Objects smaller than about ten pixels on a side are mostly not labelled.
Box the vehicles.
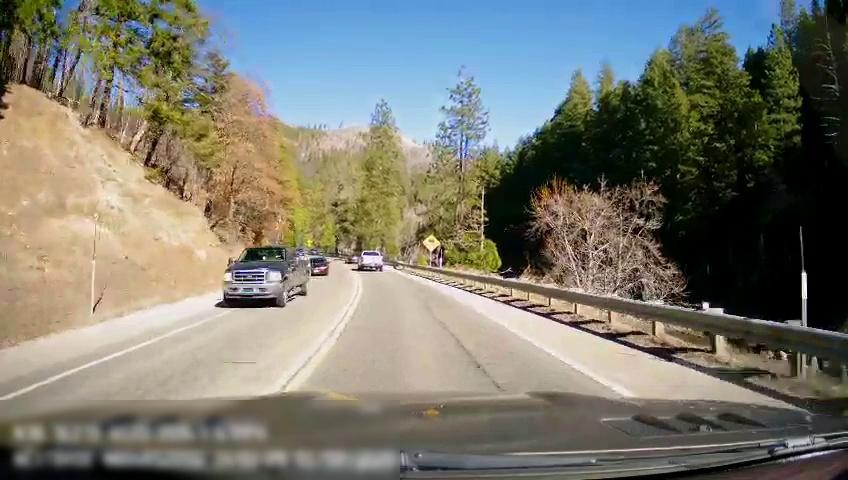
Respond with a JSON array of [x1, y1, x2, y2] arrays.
[[356, 249, 385, 272], [345, 255, 357, 264], [310, 257, 330, 277], [222, 246, 312, 310]]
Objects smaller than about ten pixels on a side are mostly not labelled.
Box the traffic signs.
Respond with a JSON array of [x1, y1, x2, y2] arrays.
[[422, 234, 440, 252]]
